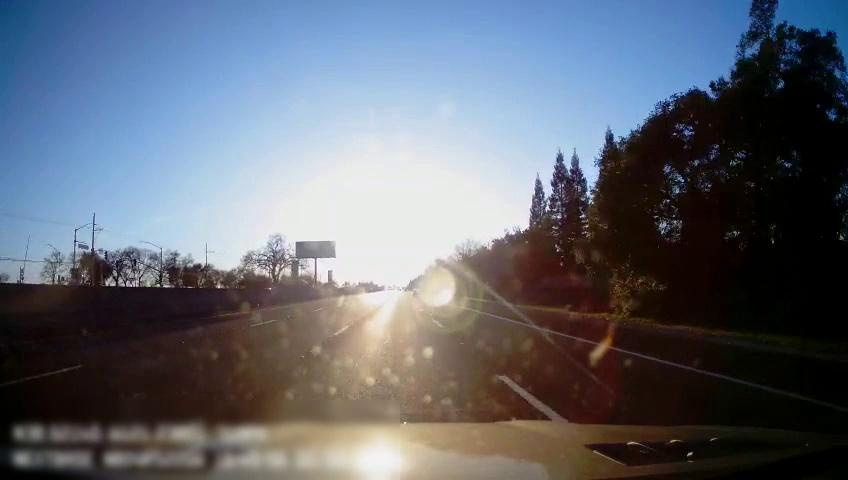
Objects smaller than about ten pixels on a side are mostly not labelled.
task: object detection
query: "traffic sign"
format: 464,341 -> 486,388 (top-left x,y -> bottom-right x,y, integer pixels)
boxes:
291,260 -> 299,278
